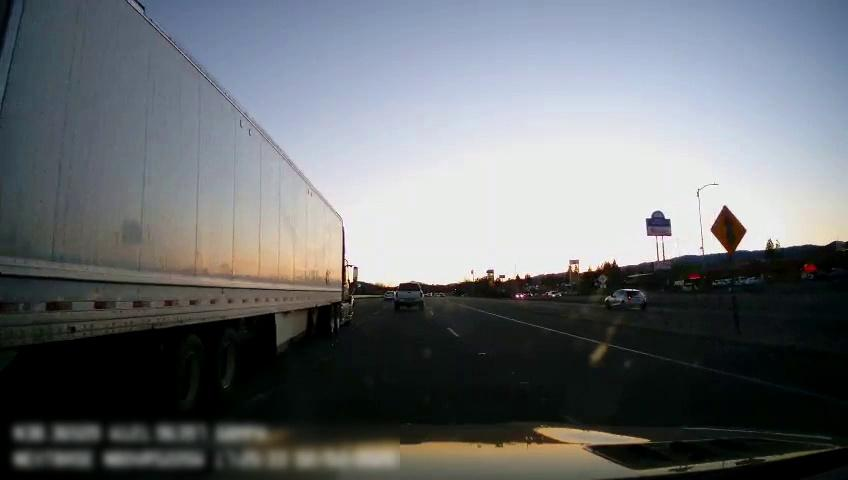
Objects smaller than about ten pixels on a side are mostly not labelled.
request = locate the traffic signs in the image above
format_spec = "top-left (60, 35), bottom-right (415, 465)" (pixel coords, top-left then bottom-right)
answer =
top-left (710, 204), bottom-right (747, 256)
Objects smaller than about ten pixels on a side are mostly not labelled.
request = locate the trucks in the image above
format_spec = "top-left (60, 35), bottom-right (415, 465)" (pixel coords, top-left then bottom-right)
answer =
top-left (0, 0), bottom-right (361, 456)
top-left (546, 291), bottom-right (562, 299)
top-left (393, 281), bottom-right (425, 312)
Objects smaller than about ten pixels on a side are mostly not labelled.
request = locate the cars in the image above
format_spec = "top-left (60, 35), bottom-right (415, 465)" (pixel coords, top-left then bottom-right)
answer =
top-left (384, 290), bottom-right (396, 301)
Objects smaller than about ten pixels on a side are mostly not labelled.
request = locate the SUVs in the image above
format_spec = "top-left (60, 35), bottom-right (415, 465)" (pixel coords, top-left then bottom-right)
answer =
top-left (604, 288), bottom-right (647, 311)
